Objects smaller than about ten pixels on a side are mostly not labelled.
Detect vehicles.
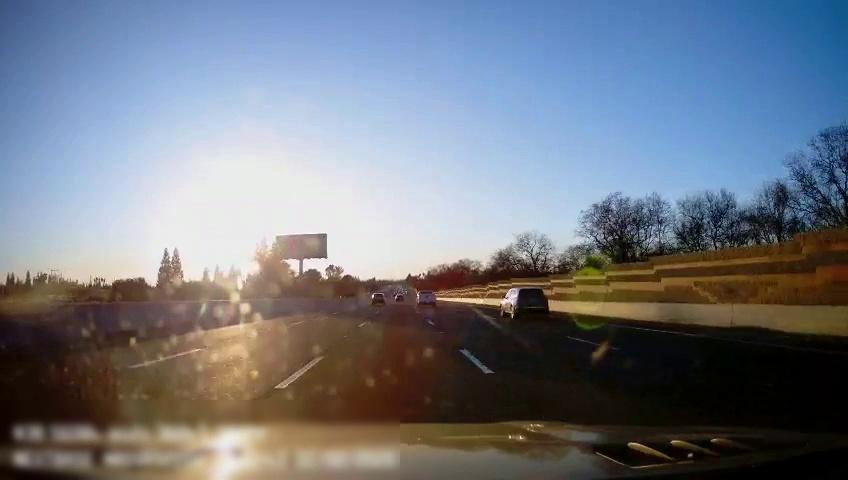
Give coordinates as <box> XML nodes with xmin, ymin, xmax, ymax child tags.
<box><xmin>498</xmin><ymin>286</ymin><xmax>549</xmax><ymax>320</ymax></box>
<box><xmin>371</xmin><ymin>292</ymin><xmax>386</xmax><ymax>306</ymax></box>
<box><xmin>415</xmin><ymin>291</ymin><xmax>437</xmax><ymax>308</ymax></box>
